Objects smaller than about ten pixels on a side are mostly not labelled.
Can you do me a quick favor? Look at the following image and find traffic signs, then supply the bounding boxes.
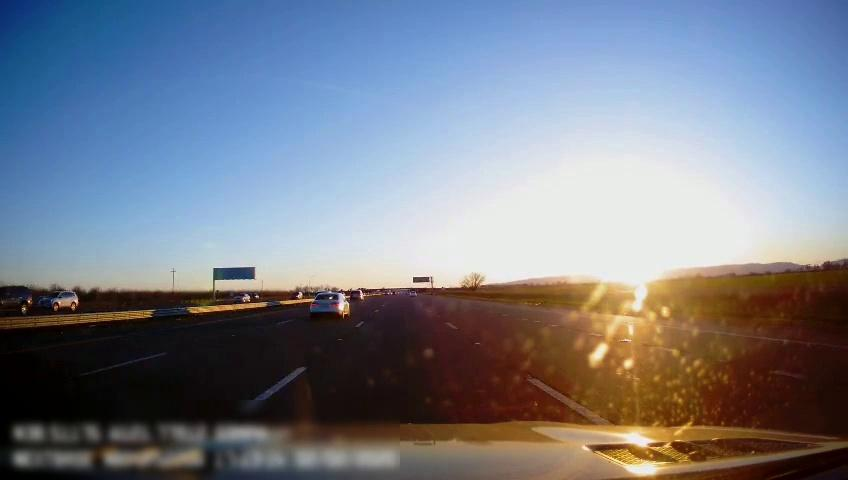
[412,277,430,283]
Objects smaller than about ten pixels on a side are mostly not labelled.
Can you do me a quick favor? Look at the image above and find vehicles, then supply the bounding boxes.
[349,290,364,301]
[290,292,303,300]
[38,291,79,313]
[33,296,46,309]
[0,285,34,316]
[310,292,350,319]
[315,290,332,297]
[233,293,251,303]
